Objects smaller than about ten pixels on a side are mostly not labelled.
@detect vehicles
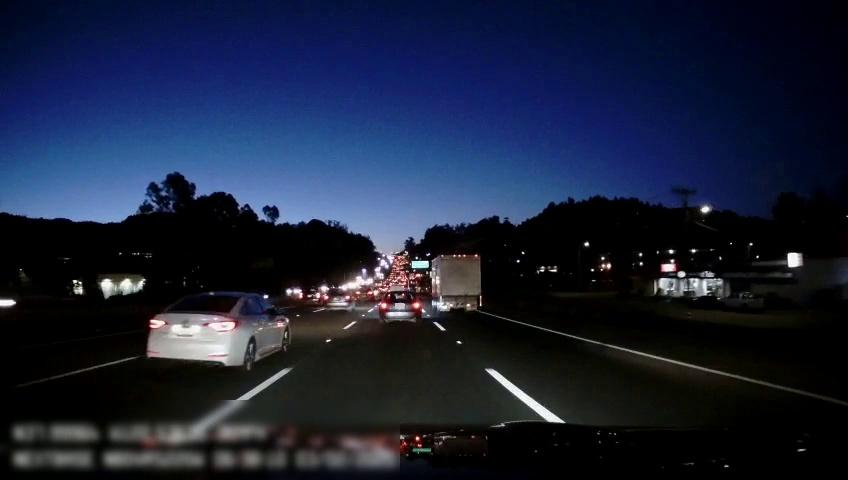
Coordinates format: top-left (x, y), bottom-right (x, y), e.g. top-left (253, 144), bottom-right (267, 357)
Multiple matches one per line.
top-left (284, 285), bottom-right (304, 299)
top-left (356, 286), bottom-right (375, 302)
top-left (145, 291), bottom-right (292, 375)
top-left (430, 253), bottom-right (482, 317)
top-left (323, 288), bottom-right (356, 313)
top-left (300, 288), bottom-right (322, 305)
top-left (378, 291), bottom-right (424, 328)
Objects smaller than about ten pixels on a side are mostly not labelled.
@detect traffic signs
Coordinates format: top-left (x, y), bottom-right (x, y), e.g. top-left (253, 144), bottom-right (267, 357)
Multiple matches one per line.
top-left (411, 260), bottom-right (430, 269)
